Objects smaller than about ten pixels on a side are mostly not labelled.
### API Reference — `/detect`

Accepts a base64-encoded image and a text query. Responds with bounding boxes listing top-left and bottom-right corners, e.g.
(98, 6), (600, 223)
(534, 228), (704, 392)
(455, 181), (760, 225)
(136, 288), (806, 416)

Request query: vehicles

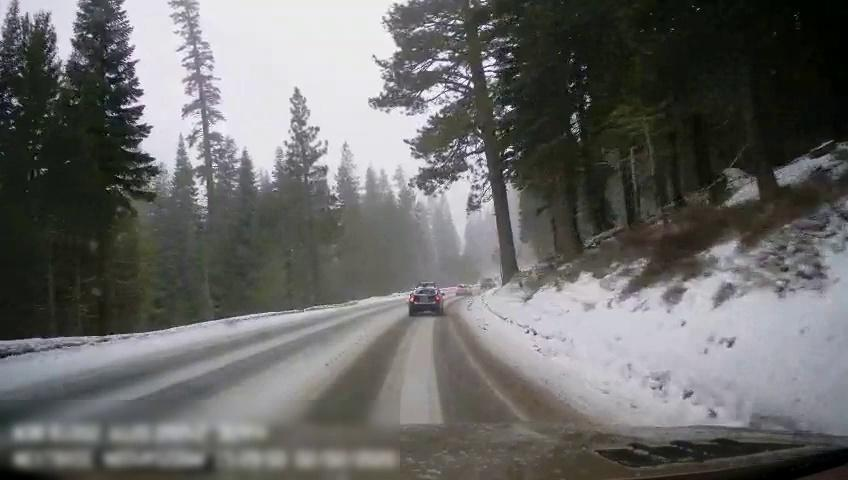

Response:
(455, 284), (472, 297)
(408, 281), (445, 316)
(480, 277), (494, 288)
